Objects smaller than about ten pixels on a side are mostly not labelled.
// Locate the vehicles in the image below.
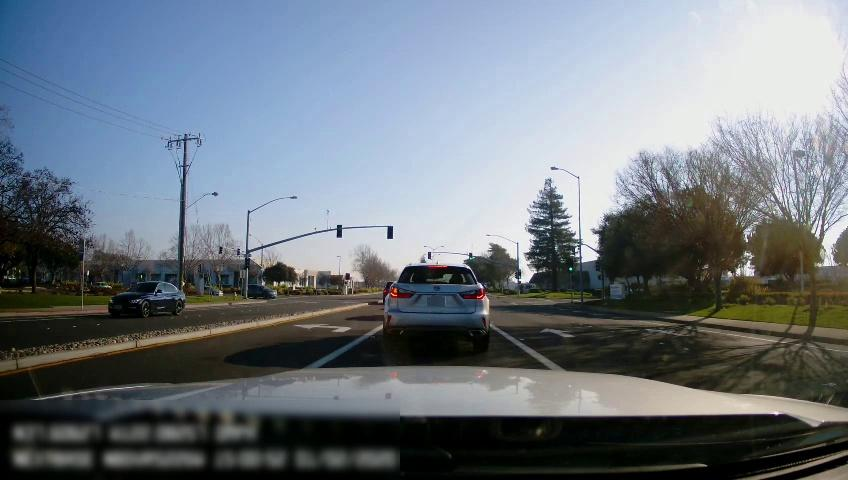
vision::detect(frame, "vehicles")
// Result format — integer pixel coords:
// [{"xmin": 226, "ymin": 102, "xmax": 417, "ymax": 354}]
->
[
  {"xmin": 383, "ymin": 263, "xmax": 490, "ymax": 351},
  {"xmin": 236, "ymin": 285, "xmax": 273, "ymax": 300},
  {"xmin": 382, "ymin": 280, "xmax": 396, "ymax": 305},
  {"xmin": 106, "ymin": 280, "xmax": 186, "ymax": 320}
]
